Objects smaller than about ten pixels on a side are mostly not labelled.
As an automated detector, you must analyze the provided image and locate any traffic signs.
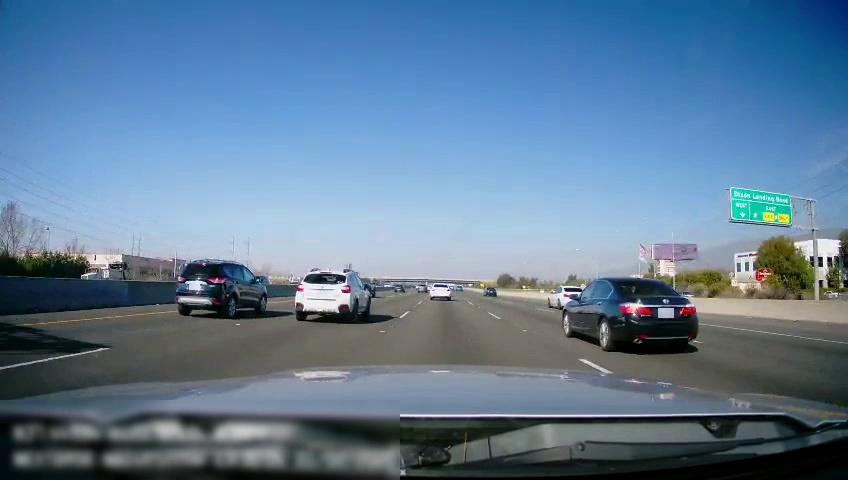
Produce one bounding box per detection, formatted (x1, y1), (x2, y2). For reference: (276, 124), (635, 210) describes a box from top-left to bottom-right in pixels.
(729, 186), (793, 227)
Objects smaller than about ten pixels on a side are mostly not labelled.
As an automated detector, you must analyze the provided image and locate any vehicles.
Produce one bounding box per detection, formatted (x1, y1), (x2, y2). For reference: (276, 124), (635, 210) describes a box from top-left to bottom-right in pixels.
(546, 285), (585, 311)
(429, 282), (452, 301)
(293, 267), (371, 323)
(484, 286), (497, 297)
(561, 276), (699, 354)
(678, 290), (696, 298)
(288, 280), (302, 287)
(354, 278), (377, 298)
(393, 284), (405, 293)
(175, 258), (268, 320)
(417, 284), (428, 293)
